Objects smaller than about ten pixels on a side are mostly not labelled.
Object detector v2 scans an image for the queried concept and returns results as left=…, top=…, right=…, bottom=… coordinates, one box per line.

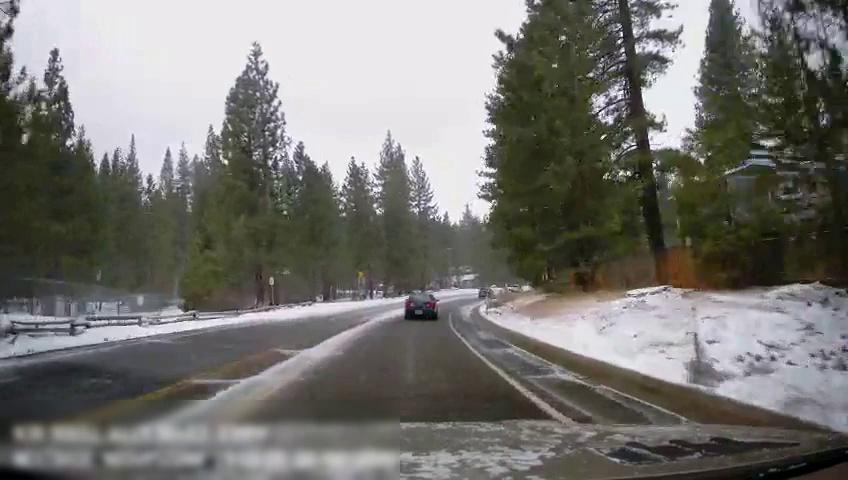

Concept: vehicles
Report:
left=478, top=286, right=495, bottom=298
left=511, top=284, right=522, bottom=292
left=404, top=293, right=440, bottom=320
